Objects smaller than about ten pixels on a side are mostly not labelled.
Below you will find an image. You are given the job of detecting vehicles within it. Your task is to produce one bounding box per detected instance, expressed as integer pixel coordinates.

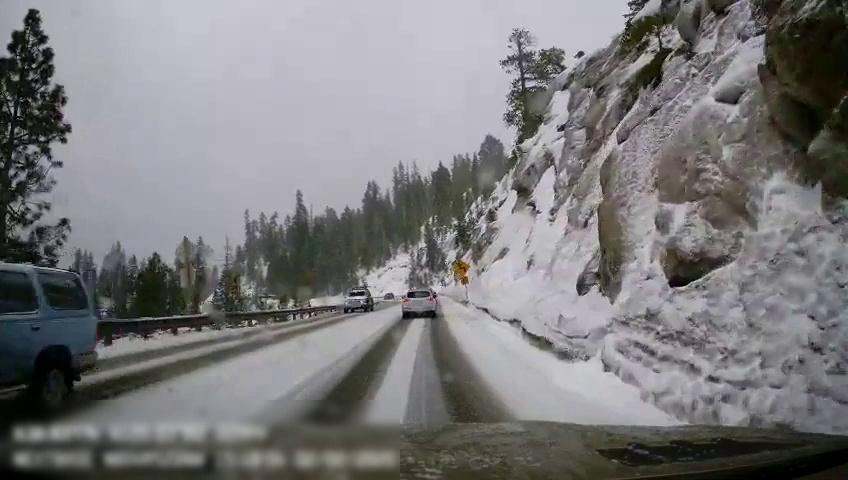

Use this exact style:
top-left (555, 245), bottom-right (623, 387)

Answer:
top-left (344, 289), bottom-right (374, 313)
top-left (0, 262), bottom-right (99, 420)
top-left (402, 289), bottom-right (437, 319)
top-left (383, 292), bottom-right (395, 300)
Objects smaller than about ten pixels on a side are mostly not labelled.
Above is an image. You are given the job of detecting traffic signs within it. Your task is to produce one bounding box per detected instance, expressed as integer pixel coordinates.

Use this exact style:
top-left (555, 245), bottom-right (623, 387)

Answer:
top-left (451, 259), bottom-right (471, 275)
